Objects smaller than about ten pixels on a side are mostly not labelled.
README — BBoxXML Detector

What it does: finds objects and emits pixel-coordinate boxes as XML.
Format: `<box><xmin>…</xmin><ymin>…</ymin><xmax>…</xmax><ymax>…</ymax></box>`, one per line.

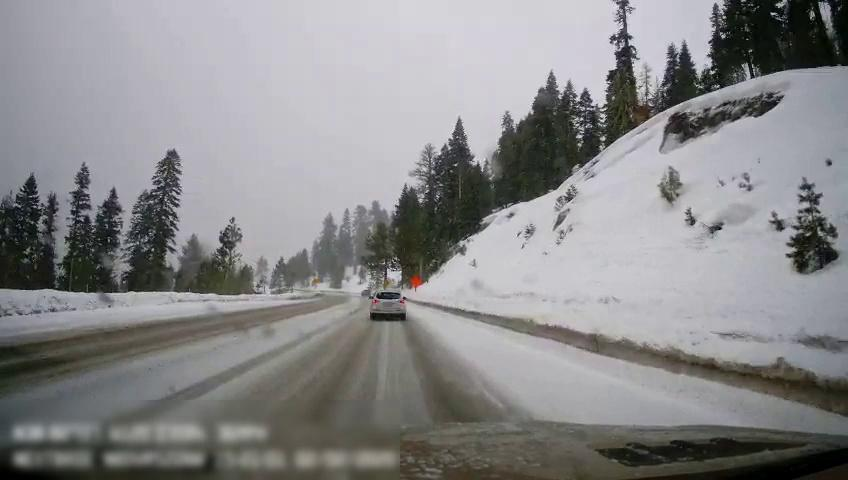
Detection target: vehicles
<box><xmin>368</xmin><ymin>289</ymin><xmax>407</xmax><ymax>322</ymax></box>
<box><xmin>360</xmin><ymin>289</ymin><xmax>370</xmax><ymax>297</ymax></box>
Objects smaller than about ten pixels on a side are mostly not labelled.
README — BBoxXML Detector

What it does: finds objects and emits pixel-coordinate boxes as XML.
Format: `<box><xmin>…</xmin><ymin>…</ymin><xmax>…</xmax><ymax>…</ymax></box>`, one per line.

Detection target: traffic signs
<box><xmin>409</xmin><ymin>275</ymin><xmax>421</xmax><ymax>288</ymax></box>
